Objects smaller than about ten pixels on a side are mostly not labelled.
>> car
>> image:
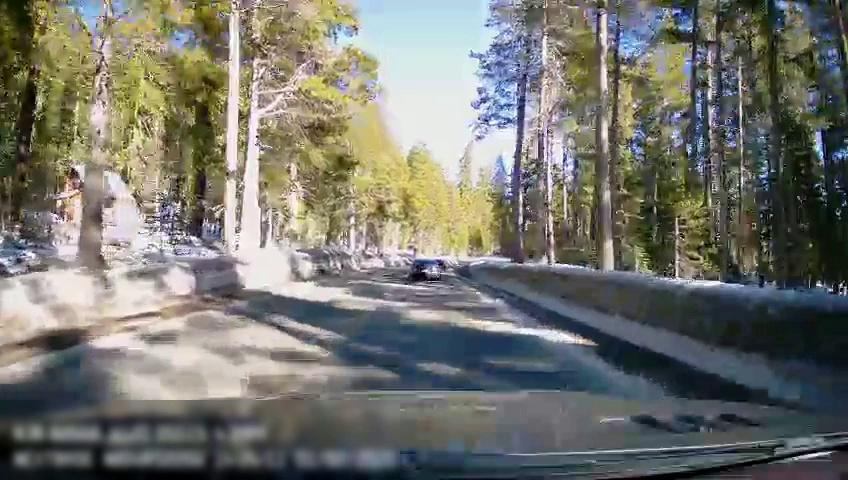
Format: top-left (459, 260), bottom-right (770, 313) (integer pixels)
top-left (409, 257), bottom-right (447, 284)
